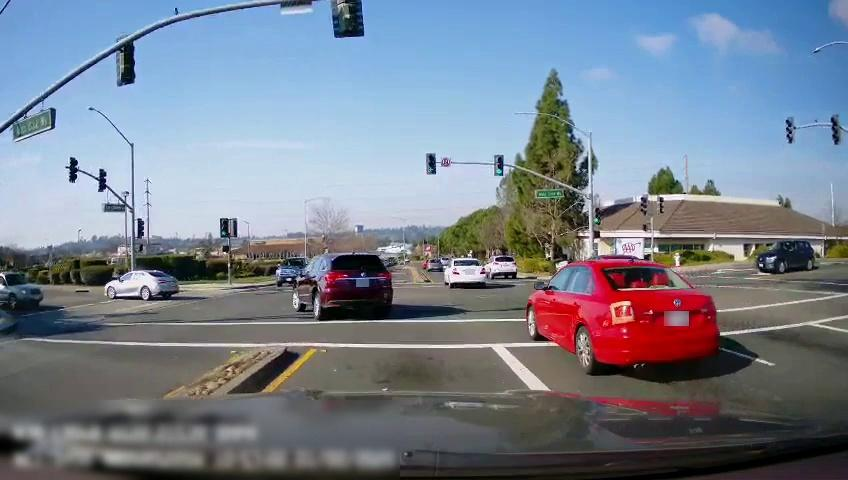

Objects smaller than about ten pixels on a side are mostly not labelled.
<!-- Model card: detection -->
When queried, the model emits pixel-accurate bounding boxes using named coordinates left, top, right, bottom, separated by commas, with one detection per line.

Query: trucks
left=274, top=256, right=307, bottom=287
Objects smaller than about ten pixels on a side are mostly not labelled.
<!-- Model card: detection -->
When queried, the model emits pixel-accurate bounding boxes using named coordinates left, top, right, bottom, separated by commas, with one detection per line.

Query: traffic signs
left=102, top=202, right=126, bottom=213
left=440, top=158, right=451, bottom=169
left=535, top=188, right=561, bottom=198
left=10, top=107, right=55, bottom=143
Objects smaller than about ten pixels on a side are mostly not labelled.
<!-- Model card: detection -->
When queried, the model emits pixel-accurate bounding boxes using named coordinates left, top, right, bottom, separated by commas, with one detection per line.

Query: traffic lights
left=218, top=218, right=230, bottom=237
left=640, top=195, right=649, bottom=216
left=594, top=206, right=602, bottom=224
left=97, top=167, right=107, bottom=193
left=830, top=113, right=843, bottom=146
left=113, top=36, right=138, bottom=88
left=68, top=156, right=79, bottom=183
left=658, top=197, right=666, bottom=214
left=135, top=218, right=147, bottom=239
left=426, top=152, right=437, bottom=175
left=230, top=219, right=237, bottom=237
left=495, top=154, right=505, bottom=177
left=332, top=0, right=365, bottom=39
left=784, top=117, right=795, bottom=144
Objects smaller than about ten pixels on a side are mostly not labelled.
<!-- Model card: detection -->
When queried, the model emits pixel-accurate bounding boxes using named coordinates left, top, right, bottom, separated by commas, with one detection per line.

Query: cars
left=524, top=257, right=720, bottom=375
left=442, top=258, right=488, bottom=290
left=102, top=268, right=180, bottom=300
left=425, top=257, right=443, bottom=272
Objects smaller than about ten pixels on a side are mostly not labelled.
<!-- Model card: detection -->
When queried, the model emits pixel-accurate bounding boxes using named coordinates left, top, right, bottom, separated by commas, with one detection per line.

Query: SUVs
left=756, top=238, right=817, bottom=275
left=292, top=250, right=395, bottom=321
left=0, top=269, right=44, bottom=311
left=484, top=255, right=518, bottom=280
